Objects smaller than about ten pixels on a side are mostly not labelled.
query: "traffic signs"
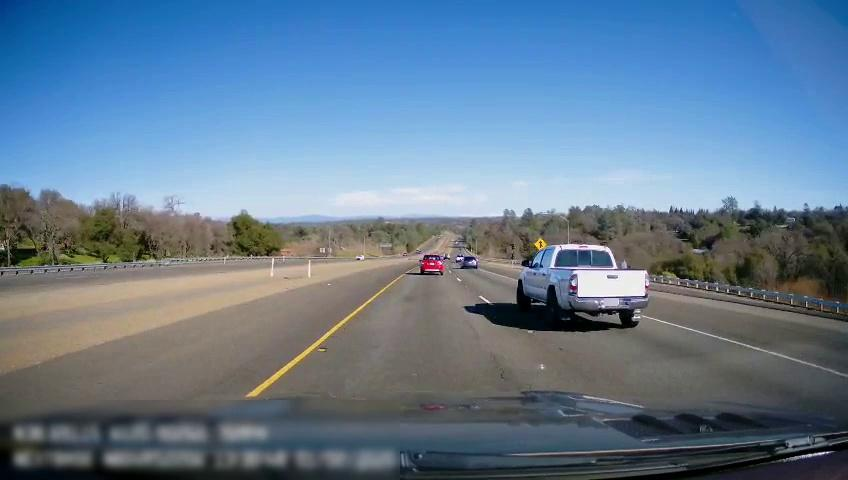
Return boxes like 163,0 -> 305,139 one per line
534,238 -> 547,252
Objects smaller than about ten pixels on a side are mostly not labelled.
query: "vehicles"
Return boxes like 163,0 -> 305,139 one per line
420,254 -> 444,274
461,256 -> 478,269
455,254 -> 465,262
517,244 -> 651,329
